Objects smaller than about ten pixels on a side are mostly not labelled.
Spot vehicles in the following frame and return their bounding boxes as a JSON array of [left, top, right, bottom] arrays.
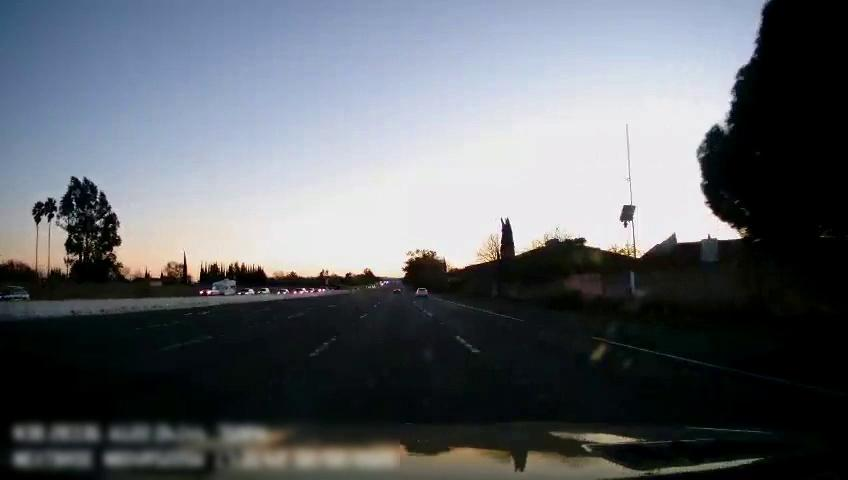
[[257, 287, 271, 295], [276, 288, 290, 295], [237, 287, 255, 296], [198, 286, 220, 297], [0, 287, 31, 303], [294, 288, 308, 294], [211, 281, 236, 296], [416, 288, 429, 298]]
